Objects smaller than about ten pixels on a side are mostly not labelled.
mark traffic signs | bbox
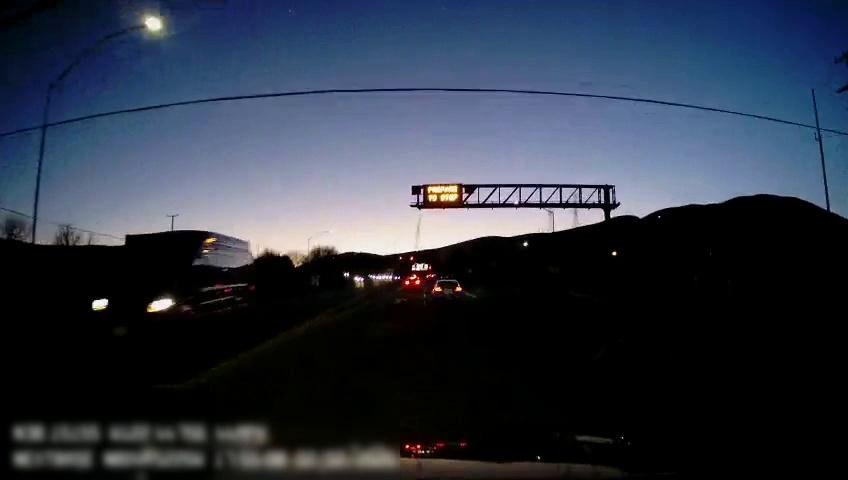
[424,183,464,207]
[310,274,320,287]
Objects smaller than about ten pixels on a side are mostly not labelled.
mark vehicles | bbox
[432,279,462,299]
[90,229,256,344]
[403,276,421,290]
